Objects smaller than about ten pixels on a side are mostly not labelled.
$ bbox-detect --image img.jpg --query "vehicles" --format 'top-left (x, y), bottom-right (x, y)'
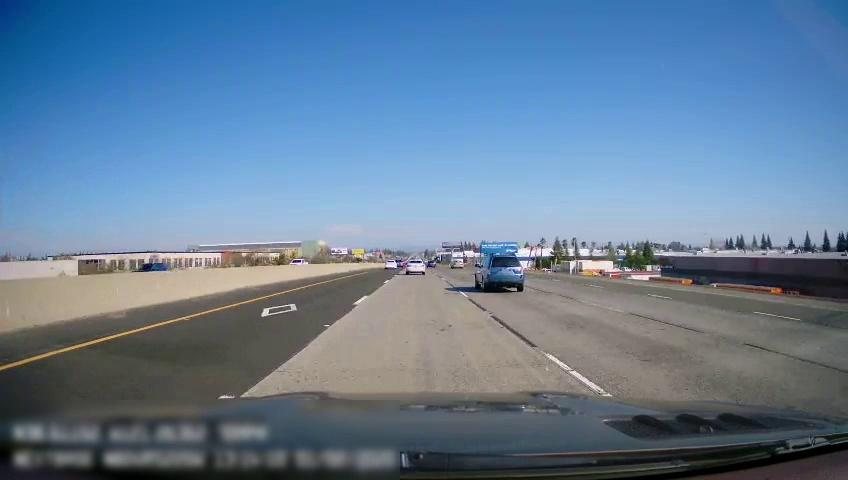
top-left (474, 251), bottom-right (525, 292)
top-left (131, 262), bottom-right (170, 273)
top-left (404, 258), bottom-right (427, 276)
top-left (450, 260), bottom-right (464, 269)
top-left (384, 259), bottom-right (398, 270)
top-left (289, 258), bottom-right (309, 265)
